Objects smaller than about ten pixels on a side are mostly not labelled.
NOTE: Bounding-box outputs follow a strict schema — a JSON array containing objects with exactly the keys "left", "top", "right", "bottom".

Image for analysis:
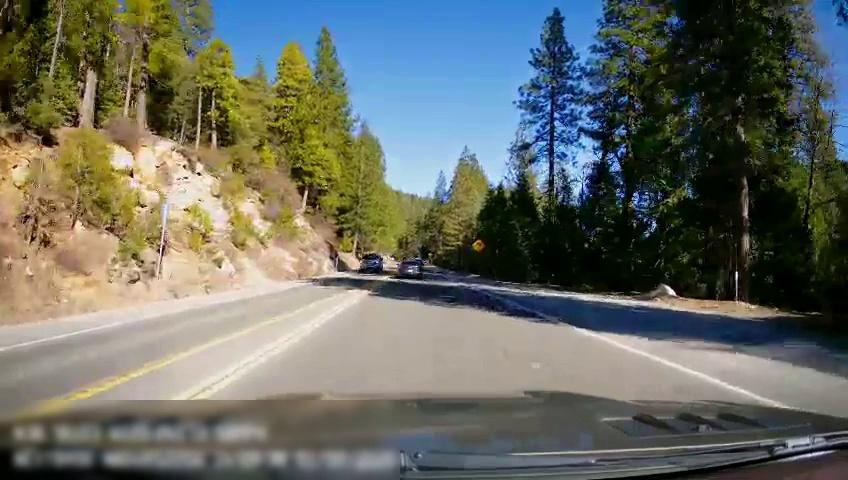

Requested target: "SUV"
[{"left": 359, "top": 255, "right": 384, "bottom": 273}]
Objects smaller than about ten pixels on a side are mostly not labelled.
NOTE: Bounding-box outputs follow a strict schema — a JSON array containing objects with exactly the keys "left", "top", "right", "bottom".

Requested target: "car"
[{"left": 397, "top": 257, "right": 424, "bottom": 280}]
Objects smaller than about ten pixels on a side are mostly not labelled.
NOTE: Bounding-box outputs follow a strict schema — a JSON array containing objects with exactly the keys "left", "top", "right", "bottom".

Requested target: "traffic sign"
[{"left": 471, "top": 239, "right": 486, "bottom": 253}]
